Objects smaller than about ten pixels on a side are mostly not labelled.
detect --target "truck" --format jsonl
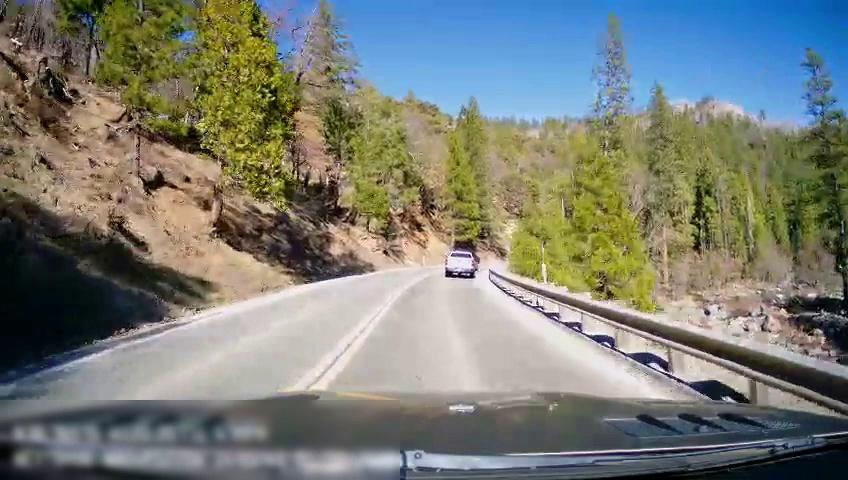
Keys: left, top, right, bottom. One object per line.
{"left": 445, "top": 251, "right": 475, "bottom": 277}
